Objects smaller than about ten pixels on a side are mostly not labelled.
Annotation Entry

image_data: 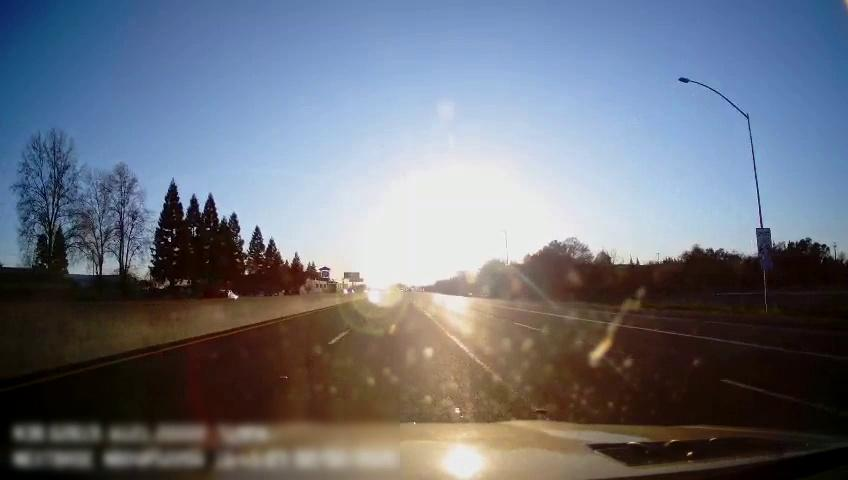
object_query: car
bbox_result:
[209,291,238,302]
